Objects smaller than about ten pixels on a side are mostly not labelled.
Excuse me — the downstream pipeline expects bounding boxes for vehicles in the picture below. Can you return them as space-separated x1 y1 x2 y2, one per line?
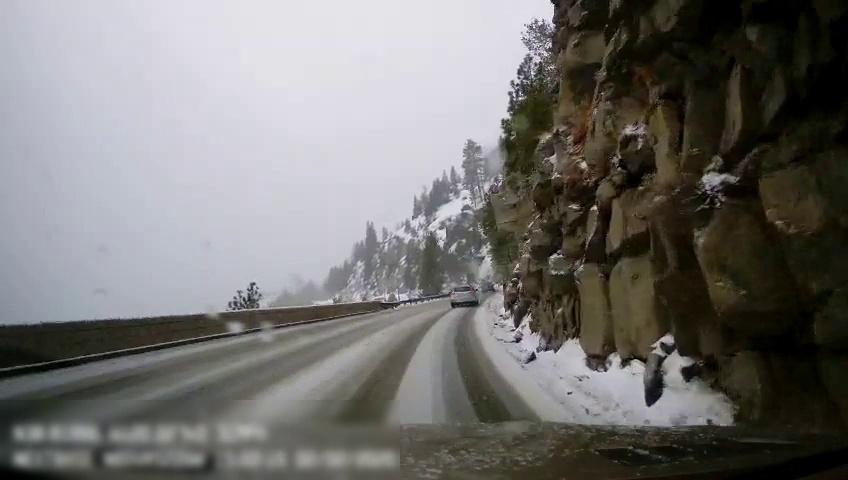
484 282 497 293
449 284 482 309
